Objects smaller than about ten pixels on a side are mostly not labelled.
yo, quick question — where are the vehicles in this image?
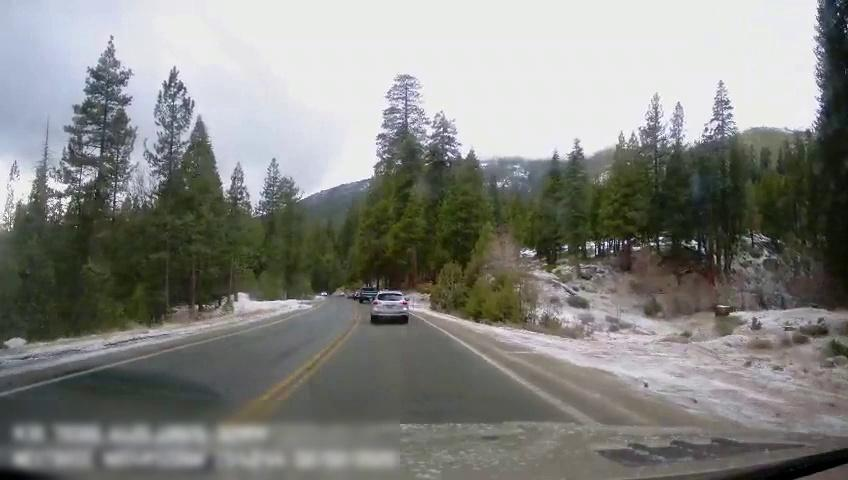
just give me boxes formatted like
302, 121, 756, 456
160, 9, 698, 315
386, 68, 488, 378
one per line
359, 288, 379, 304
351, 289, 361, 300
371, 291, 410, 324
